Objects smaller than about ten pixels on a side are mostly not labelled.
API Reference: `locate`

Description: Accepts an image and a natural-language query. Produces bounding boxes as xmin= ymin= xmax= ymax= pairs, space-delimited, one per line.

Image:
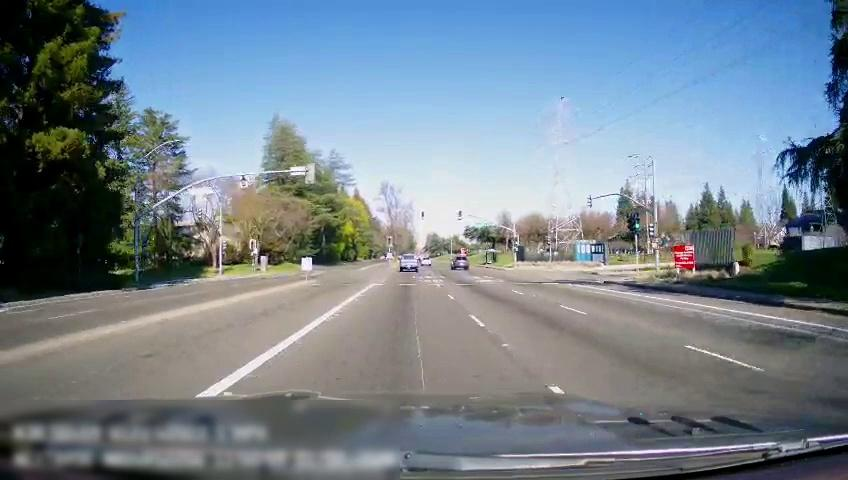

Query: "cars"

xmin=451 ymin=255 xmax=469 ymax=271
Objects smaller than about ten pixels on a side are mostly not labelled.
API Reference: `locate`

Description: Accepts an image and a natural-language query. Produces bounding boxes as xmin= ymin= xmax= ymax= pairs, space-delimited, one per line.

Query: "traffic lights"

xmin=585 ymin=192 xmax=593 ymax=208
xmin=305 ymin=163 xmax=315 ymax=184
xmin=545 ymin=233 xmax=552 ymax=246
xmin=648 ymin=223 xmax=656 ymax=240
xmin=222 ymin=239 xmax=227 ymax=251
xmin=458 ymin=211 xmax=462 ymax=222
xmin=633 ymin=212 xmax=641 ymax=233
xmin=240 ymin=172 xmax=248 ymax=187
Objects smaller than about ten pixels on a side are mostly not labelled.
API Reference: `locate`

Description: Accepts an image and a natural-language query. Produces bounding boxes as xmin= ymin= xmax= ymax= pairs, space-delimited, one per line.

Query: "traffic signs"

xmin=288 ymin=167 xmax=306 ymax=176
xmin=249 ymin=238 xmax=257 ymax=250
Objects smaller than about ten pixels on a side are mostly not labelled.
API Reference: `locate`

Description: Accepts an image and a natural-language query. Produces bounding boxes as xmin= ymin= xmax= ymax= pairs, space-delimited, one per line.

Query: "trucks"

xmin=399 ymin=254 xmax=419 ymax=272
